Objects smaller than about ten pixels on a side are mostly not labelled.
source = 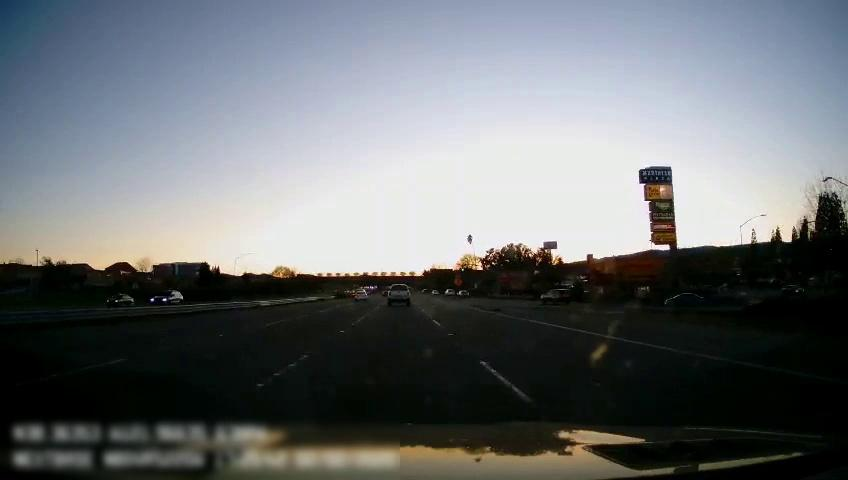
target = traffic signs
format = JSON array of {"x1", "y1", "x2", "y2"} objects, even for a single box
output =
[{"x1": 454, "y1": 277, "x2": 463, "y2": 288}]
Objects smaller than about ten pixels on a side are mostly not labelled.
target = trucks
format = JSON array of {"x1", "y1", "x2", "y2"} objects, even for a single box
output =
[{"x1": 386, "y1": 284, "x2": 412, "y2": 309}]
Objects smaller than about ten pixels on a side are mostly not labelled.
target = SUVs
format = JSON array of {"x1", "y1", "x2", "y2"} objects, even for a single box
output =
[
  {"x1": 540, "y1": 289, "x2": 571, "y2": 306},
  {"x1": 445, "y1": 289, "x2": 456, "y2": 296}
]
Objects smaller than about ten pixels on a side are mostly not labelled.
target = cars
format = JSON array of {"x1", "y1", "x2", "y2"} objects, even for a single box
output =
[
  {"x1": 354, "y1": 290, "x2": 368, "y2": 302},
  {"x1": 457, "y1": 290, "x2": 469, "y2": 297},
  {"x1": 107, "y1": 294, "x2": 134, "y2": 308},
  {"x1": 663, "y1": 292, "x2": 704, "y2": 309},
  {"x1": 150, "y1": 290, "x2": 183, "y2": 306}
]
